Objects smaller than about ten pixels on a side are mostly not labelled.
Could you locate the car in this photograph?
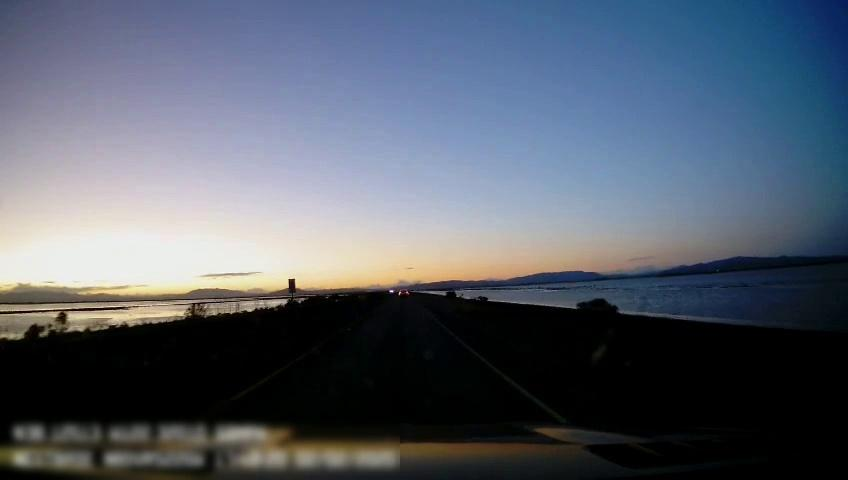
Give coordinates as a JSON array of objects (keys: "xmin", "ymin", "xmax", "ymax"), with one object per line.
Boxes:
[{"xmin": 398, "ymin": 289, "xmax": 410, "ymax": 297}]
